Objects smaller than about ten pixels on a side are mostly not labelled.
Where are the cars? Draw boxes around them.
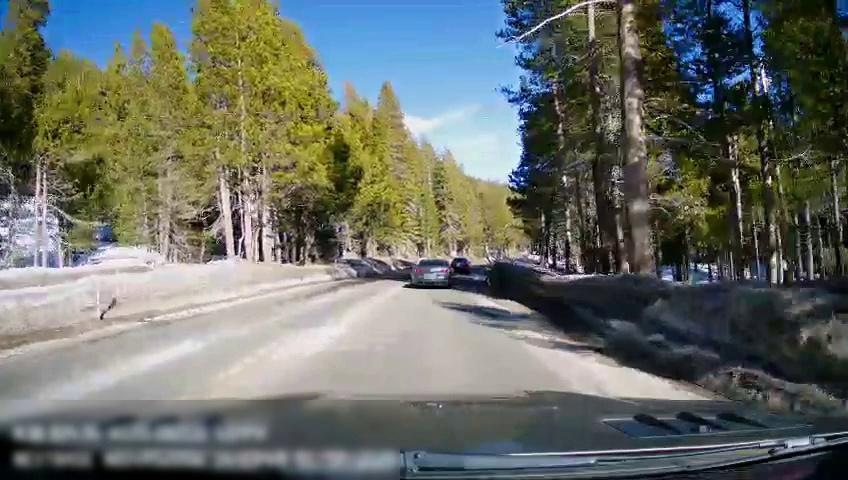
[412,259,453,287]
[449,257,472,273]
